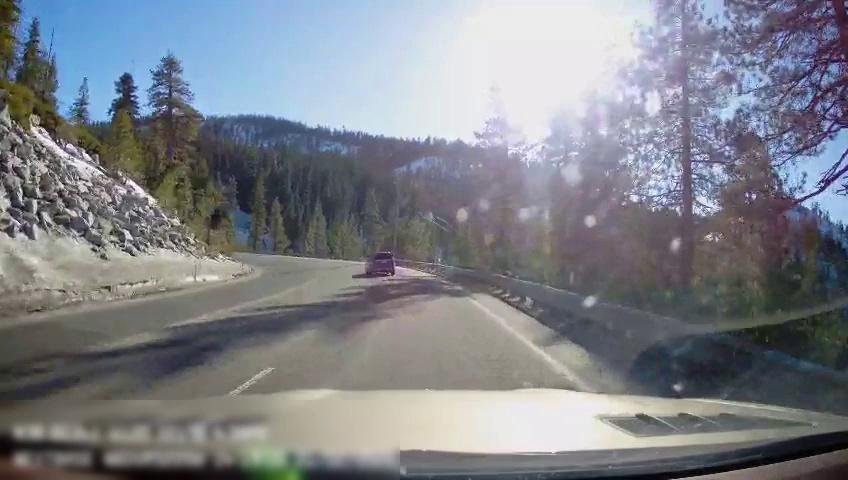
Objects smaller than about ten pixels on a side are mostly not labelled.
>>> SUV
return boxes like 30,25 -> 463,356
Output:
364,253 -> 395,276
